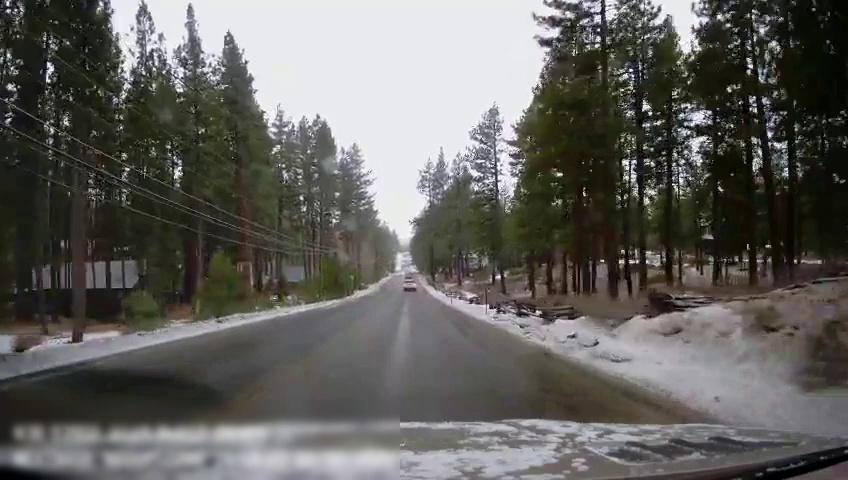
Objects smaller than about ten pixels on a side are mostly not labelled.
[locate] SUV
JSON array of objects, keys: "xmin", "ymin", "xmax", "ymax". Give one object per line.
[{"xmin": 401, "ymin": 279, "xmax": 418, "ymax": 294}]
